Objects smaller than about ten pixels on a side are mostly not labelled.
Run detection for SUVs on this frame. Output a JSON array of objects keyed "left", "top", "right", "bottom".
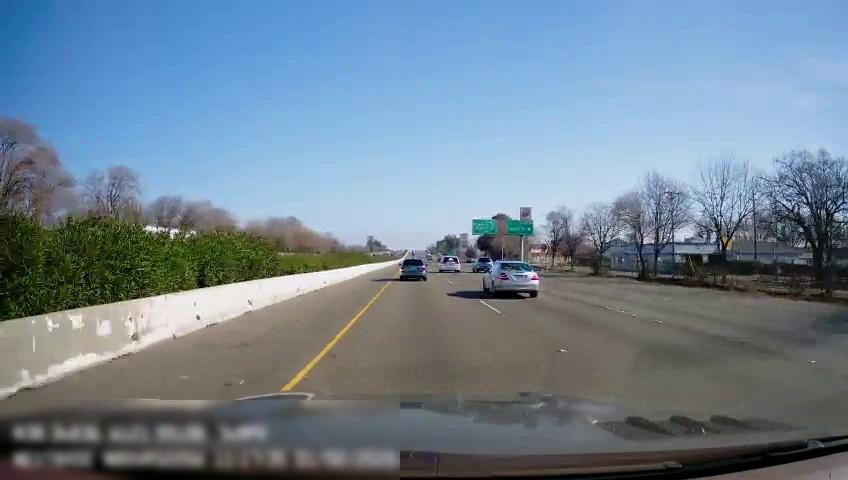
[{"left": 473, "top": 256, "right": 493, "bottom": 272}]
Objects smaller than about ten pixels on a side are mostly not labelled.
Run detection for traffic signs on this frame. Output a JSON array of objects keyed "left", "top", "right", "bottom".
[
  {"left": 507, "top": 219, "right": 534, "bottom": 236},
  {"left": 471, "top": 218, "right": 498, "bottom": 234}
]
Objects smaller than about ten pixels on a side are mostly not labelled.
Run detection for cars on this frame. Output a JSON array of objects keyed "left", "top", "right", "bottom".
[
  {"left": 482, "top": 260, "right": 539, "bottom": 298},
  {"left": 397, "top": 259, "right": 428, "bottom": 281},
  {"left": 439, "top": 255, "right": 460, "bottom": 272}
]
